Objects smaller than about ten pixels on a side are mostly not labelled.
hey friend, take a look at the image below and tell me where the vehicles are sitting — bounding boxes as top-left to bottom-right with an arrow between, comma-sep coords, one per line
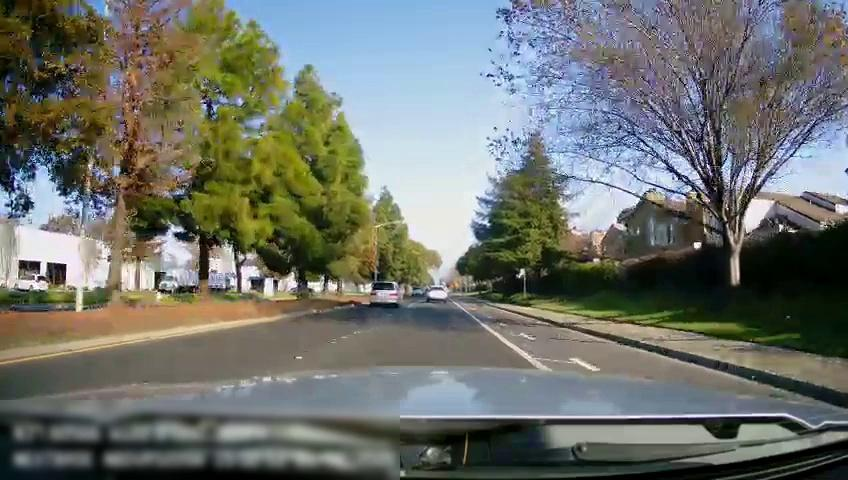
425,283 -> 450,304
369,279 -> 405,306
412,286 -> 427,297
